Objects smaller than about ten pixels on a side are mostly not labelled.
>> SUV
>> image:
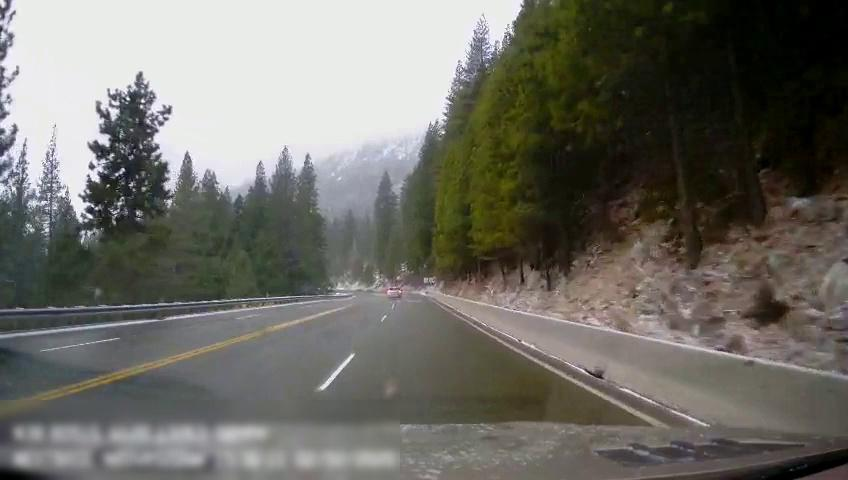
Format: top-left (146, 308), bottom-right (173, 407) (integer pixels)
top-left (386, 286), bottom-right (403, 300)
